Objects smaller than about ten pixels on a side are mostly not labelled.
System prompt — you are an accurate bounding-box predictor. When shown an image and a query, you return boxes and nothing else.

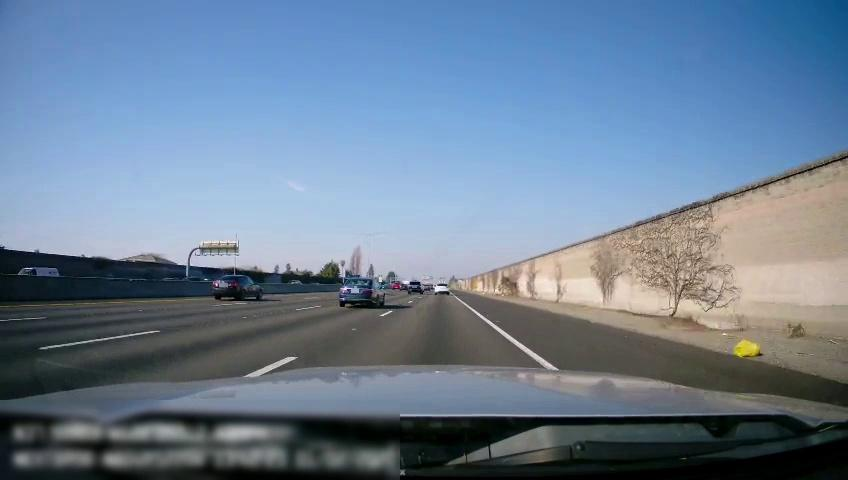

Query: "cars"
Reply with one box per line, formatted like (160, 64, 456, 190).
(338, 277, 385, 310)
(208, 274, 264, 301)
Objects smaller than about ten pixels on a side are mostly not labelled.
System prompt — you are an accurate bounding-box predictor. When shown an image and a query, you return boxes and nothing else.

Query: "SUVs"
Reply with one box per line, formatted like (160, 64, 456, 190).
(407, 280, 424, 295)
(435, 283, 449, 295)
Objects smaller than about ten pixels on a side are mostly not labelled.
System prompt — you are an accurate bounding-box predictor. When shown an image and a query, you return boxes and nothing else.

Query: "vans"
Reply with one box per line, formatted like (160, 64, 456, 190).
(17, 267, 60, 277)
